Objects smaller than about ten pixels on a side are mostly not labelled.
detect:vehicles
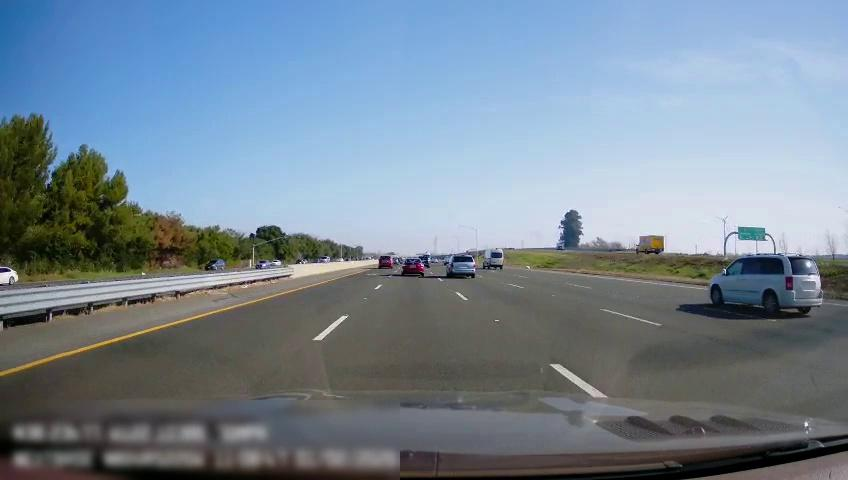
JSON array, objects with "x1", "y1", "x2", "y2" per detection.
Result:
[
  {"x1": 400, "y1": 258, "x2": 425, "y2": 277},
  {"x1": 0, "y1": 266, "x2": 20, "y2": 286},
  {"x1": 204, "y1": 257, "x2": 226, "y2": 271},
  {"x1": 419, "y1": 256, "x2": 430, "y2": 269},
  {"x1": 378, "y1": 255, "x2": 394, "y2": 270},
  {"x1": 270, "y1": 258, "x2": 283, "y2": 266},
  {"x1": 255, "y1": 260, "x2": 272, "y2": 270},
  {"x1": 706, "y1": 253, "x2": 824, "y2": 316},
  {"x1": 635, "y1": 234, "x2": 664, "y2": 255},
  {"x1": 482, "y1": 248, "x2": 504, "y2": 270},
  {"x1": 445, "y1": 253, "x2": 476, "y2": 278},
  {"x1": 318, "y1": 255, "x2": 331, "y2": 263},
  {"x1": 294, "y1": 257, "x2": 310, "y2": 265}
]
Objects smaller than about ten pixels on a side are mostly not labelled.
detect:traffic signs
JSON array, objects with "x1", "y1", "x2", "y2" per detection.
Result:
[{"x1": 737, "y1": 226, "x2": 766, "y2": 240}]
